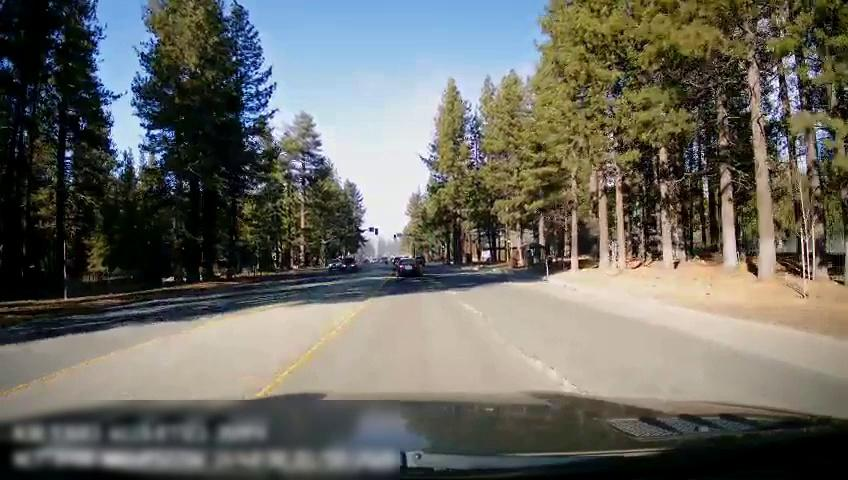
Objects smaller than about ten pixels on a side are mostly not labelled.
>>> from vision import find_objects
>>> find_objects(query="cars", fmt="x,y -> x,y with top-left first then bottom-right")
336,255 -> 360,273
391,256 -> 420,278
